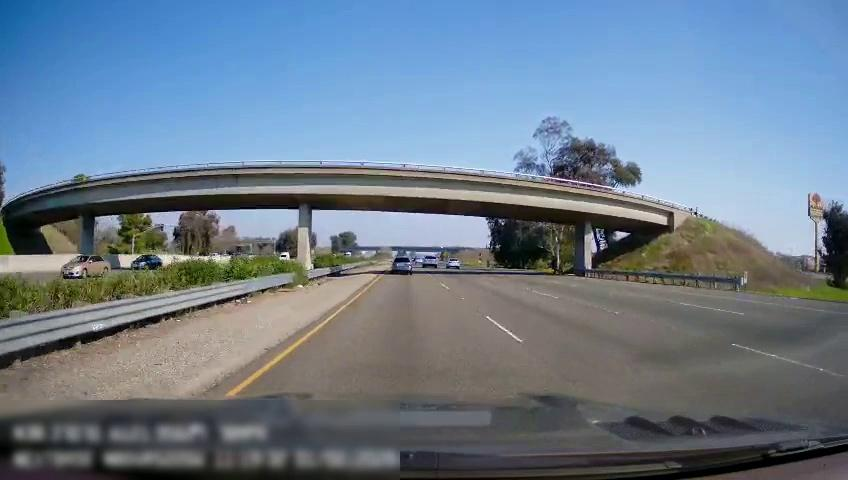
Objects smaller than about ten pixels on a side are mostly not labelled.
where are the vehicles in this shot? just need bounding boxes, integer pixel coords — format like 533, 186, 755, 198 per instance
445, 257, 460, 269
60, 254, 112, 280
391, 257, 413, 276
130, 254, 164, 271
278, 251, 291, 262
421, 255, 439, 269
